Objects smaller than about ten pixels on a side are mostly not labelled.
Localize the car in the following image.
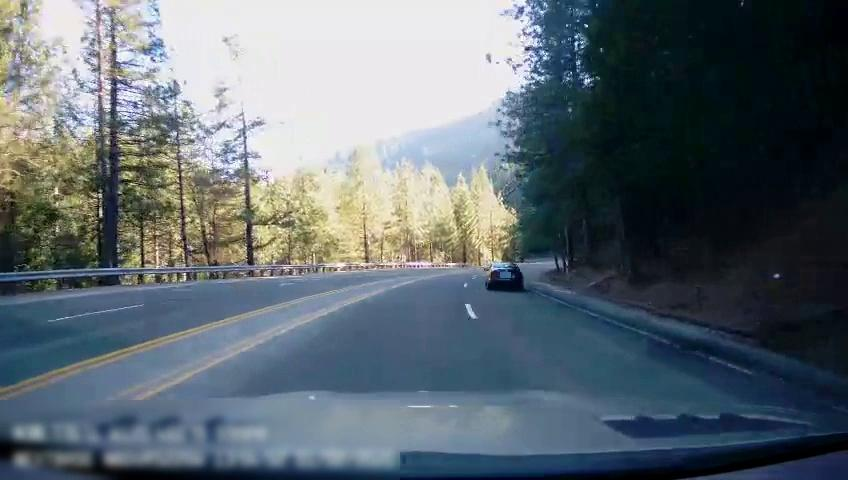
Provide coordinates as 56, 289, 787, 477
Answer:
487, 263, 523, 292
